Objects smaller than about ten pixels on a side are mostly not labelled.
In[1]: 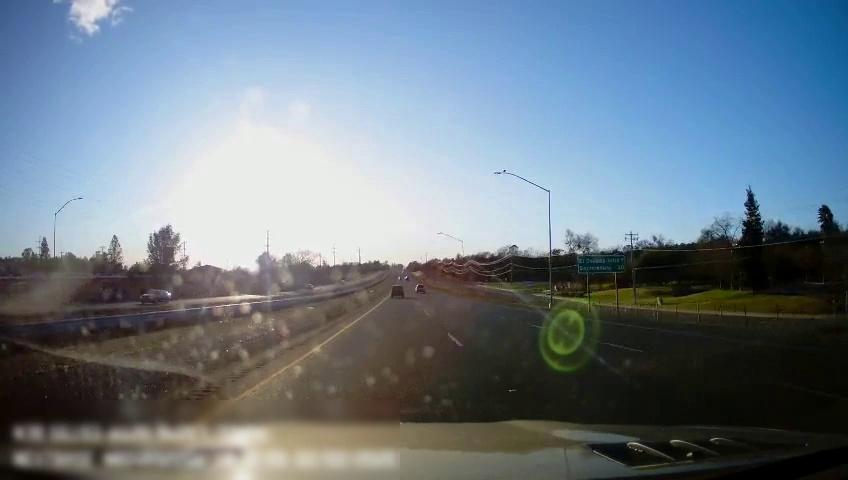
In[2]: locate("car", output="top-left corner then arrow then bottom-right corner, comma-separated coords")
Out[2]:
139,289 -> 171,305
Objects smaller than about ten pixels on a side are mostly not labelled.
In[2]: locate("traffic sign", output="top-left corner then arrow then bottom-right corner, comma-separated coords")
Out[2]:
577,254 -> 625,275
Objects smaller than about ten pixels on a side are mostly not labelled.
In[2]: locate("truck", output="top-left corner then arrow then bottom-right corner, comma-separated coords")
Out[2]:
390,285 -> 404,298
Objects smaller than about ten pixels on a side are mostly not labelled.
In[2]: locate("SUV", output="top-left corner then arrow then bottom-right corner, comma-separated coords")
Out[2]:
415,284 -> 425,293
